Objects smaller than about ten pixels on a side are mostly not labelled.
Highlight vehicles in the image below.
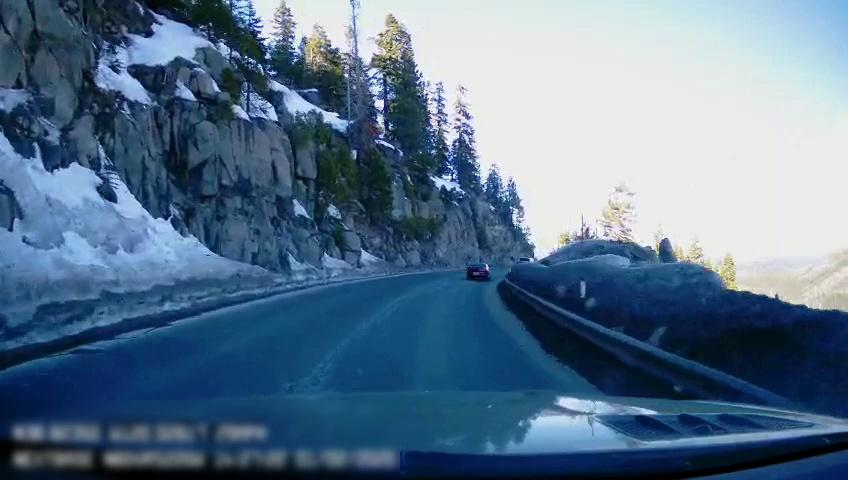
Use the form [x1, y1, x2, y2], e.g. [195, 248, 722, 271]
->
[516, 256, 535, 266]
[464, 261, 490, 280]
